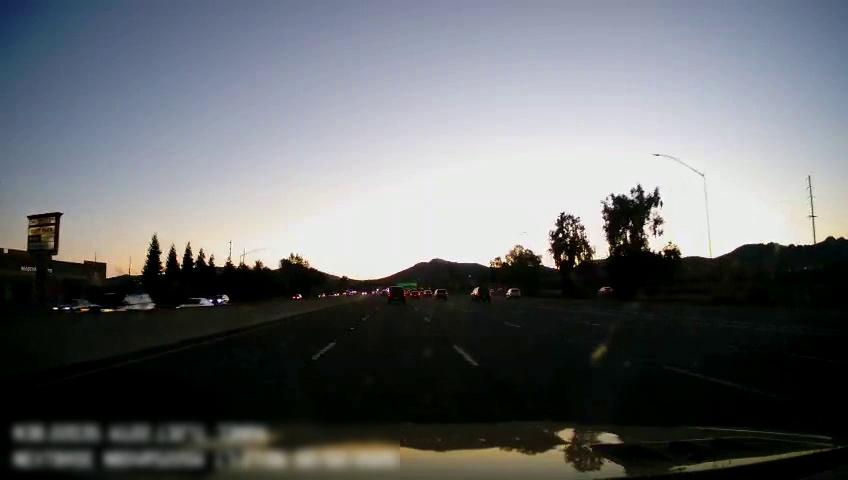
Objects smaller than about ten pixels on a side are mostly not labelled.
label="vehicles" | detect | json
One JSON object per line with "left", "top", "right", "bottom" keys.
{"left": 433, "top": 288, "right": 448, "bottom": 301}
{"left": 80, "top": 292, "right": 155, "bottom": 312}
{"left": 292, "top": 293, "right": 303, "bottom": 300}
{"left": 470, "top": 286, "right": 492, "bottom": 302}
{"left": 386, "top": 285, "right": 407, "bottom": 306}
{"left": 409, "top": 290, "right": 421, "bottom": 300}
{"left": 598, "top": 286, "right": 614, "bottom": 297}
{"left": 207, "top": 294, "right": 230, "bottom": 306}
{"left": 175, "top": 297, "right": 215, "bottom": 310}
{"left": 422, "top": 288, "right": 433, "bottom": 298}
{"left": 50, "top": 298, "right": 101, "bottom": 312}
{"left": 506, "top": 288, "right": 521, "bottom": 300}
